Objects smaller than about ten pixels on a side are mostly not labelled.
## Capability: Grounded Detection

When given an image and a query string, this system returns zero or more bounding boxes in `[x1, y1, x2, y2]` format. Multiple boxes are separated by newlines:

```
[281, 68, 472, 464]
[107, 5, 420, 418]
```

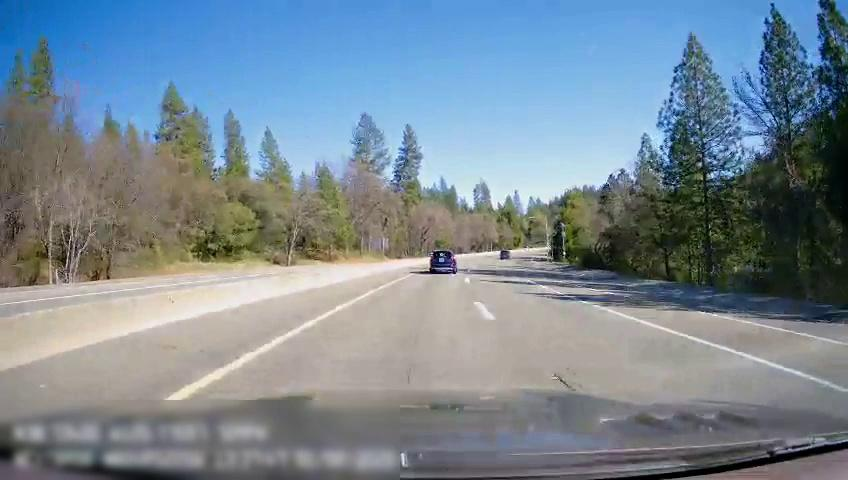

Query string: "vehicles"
[499, 251, 510, 260]
[429, 251, 457, 274]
